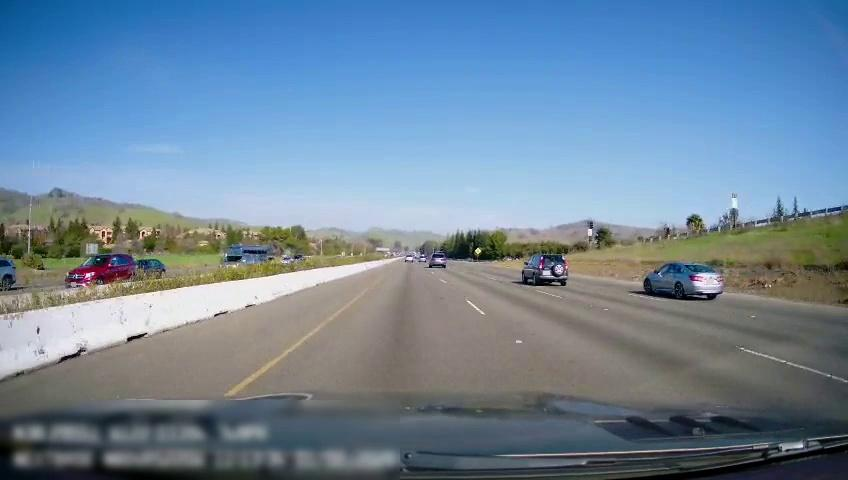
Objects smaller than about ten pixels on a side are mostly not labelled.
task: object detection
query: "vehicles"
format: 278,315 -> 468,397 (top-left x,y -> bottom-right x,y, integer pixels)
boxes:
0,257 -> 17,292
223,244 -> 274,269
501,255 -> 515,262
642,260 -> 725,302
63,253 -> 140,289
133,258 -> 168,279
521,252 -> 569,287
428,252 -> 446,268
292,254 -> 306,262
280,257 -> 296,265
